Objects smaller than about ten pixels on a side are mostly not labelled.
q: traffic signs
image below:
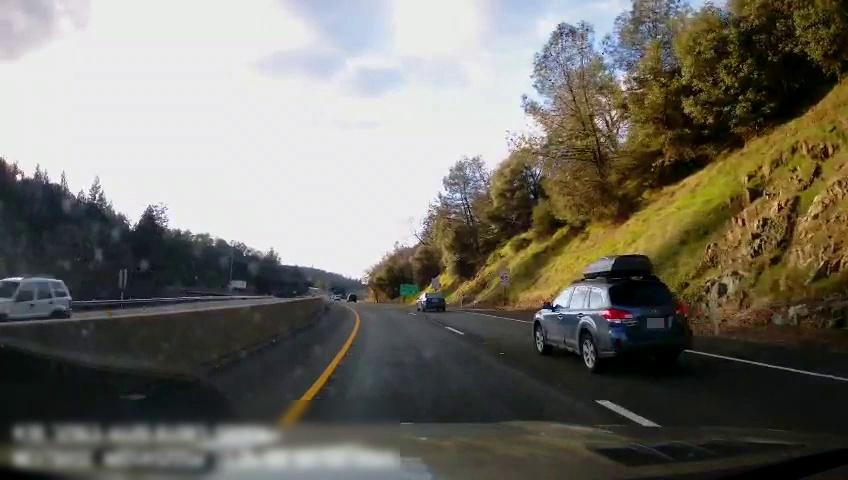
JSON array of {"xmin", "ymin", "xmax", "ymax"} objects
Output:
[
  {"xmin": 400, "ymin": 283, "xmax": 418, "ymax": 297},
  {"xmin": 500, "ymin": 271, "xmax": 510, "ymax": 288}
]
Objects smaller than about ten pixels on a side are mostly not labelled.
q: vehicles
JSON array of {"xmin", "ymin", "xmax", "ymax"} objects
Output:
[
  {"xmin": 416, "ymin": 291, "xmax": 447, "ymax": 312},
  {"xmin": 531, "ymin": 253, "xmax": 693, "ymax": 375},
  {"xmin": 345, "ymin": 293, "xmax": 358, "ymax": 303},
  {"xmin": 0, "ymin": 277, "xmax": 73, "ymax": 323}
]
